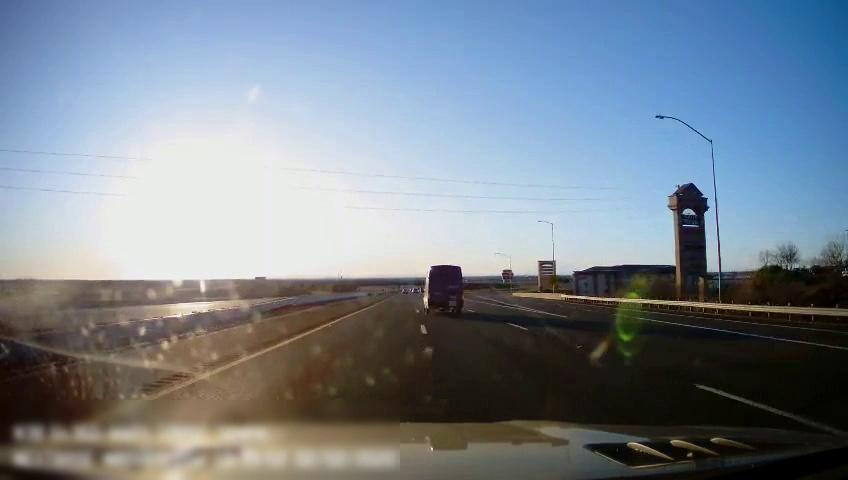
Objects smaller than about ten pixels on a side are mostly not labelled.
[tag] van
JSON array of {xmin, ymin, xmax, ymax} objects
[{"xmin": 424, "ymin": 264, "xmax": 463, "ymax": 315}]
